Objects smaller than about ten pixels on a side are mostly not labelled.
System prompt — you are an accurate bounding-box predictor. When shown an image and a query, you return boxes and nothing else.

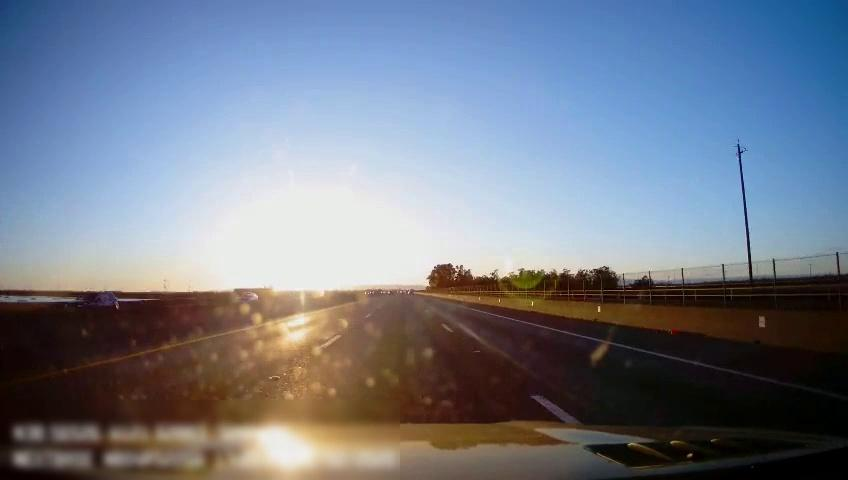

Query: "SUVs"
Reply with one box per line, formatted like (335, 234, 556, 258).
(61, 291, 120, 315)
(235, 291, 259, 303)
